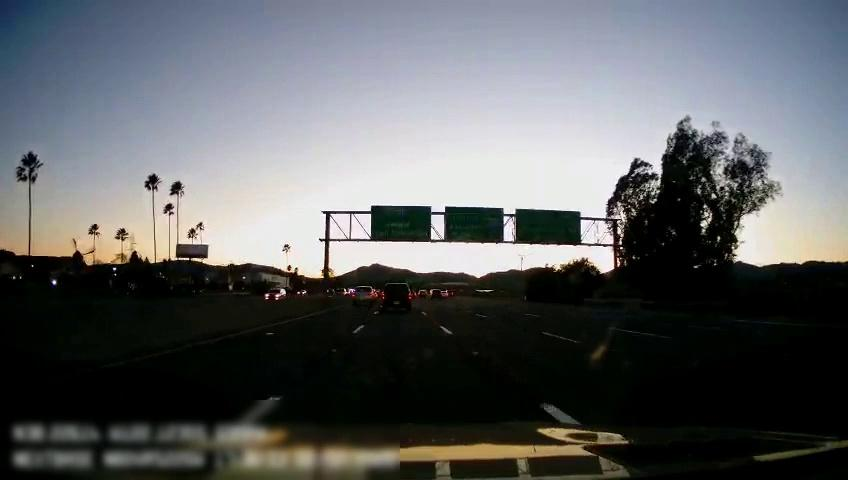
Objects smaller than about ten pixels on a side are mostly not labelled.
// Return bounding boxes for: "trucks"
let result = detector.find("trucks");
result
[352,285,374,305]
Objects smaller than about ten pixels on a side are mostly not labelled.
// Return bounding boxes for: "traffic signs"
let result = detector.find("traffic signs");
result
[443,205,504,244]
[514,208,582,246]
[370,204,432,244]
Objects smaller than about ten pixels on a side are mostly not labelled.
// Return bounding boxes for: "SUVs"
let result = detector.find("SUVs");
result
[429,288,443,301]
[263,287,287,301]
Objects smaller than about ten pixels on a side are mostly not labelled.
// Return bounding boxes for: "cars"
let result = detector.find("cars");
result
[380,281,413,310]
